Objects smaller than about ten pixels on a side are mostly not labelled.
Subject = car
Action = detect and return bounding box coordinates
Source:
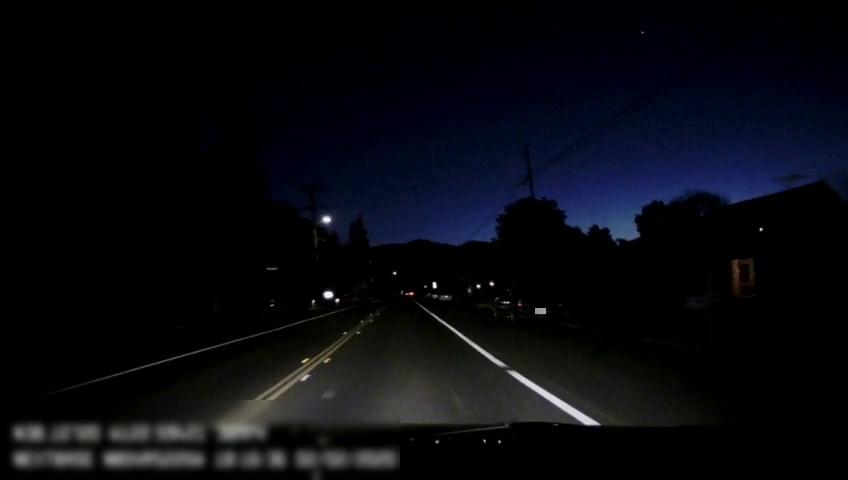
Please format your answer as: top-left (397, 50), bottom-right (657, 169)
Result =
top-left (492, 288), bottom-right (565, 325)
